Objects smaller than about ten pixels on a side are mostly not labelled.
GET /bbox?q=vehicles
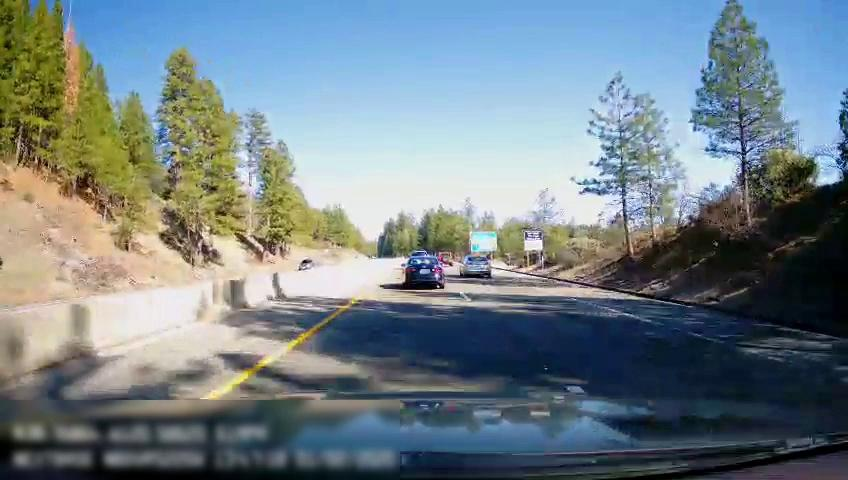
[458,255,493,280]
[411,251,429,257]
[297,258,314,273]
[401,256,442,288]
[437,252,453,266]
